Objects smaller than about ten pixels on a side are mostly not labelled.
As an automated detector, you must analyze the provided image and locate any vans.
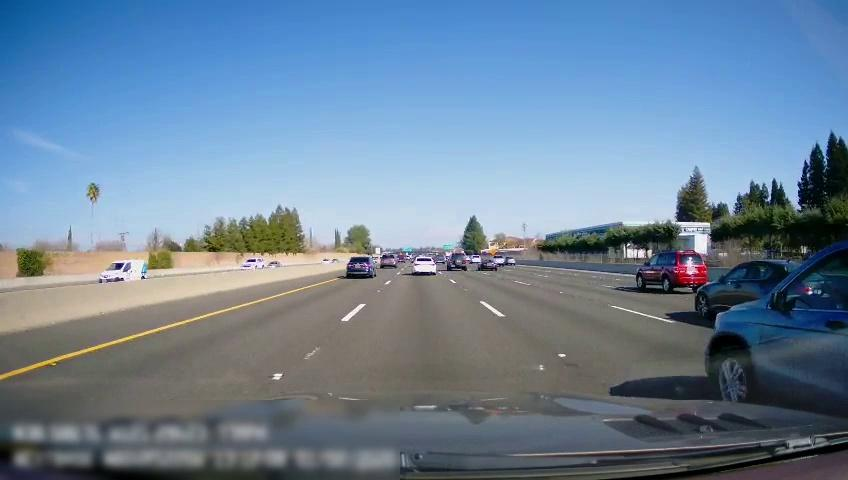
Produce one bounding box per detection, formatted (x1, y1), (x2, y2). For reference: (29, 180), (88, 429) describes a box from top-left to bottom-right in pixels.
(96, 258), (148, 285)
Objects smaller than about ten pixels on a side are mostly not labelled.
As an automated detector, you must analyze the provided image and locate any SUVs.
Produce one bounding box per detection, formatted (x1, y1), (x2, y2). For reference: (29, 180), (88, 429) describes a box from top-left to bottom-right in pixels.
(240, 257), (265, 271)
(346, 256), (377, 279)
(446, 252), (467, 271)
(468, 254), (481, 264)
(490, 254), (506, 267)
(634, 249), (708, 295)
(379, 254), (397, 269)
(702, 239), (848, 420)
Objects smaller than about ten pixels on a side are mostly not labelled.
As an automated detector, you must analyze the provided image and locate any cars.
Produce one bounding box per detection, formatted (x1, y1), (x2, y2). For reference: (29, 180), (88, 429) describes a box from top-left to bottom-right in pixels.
(266, 260), (281, 269)
(410, 256), (437, 276)
(693, 258), (805, 320)
(502, 256), (516, 266)
(477, 258), (498, 272)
